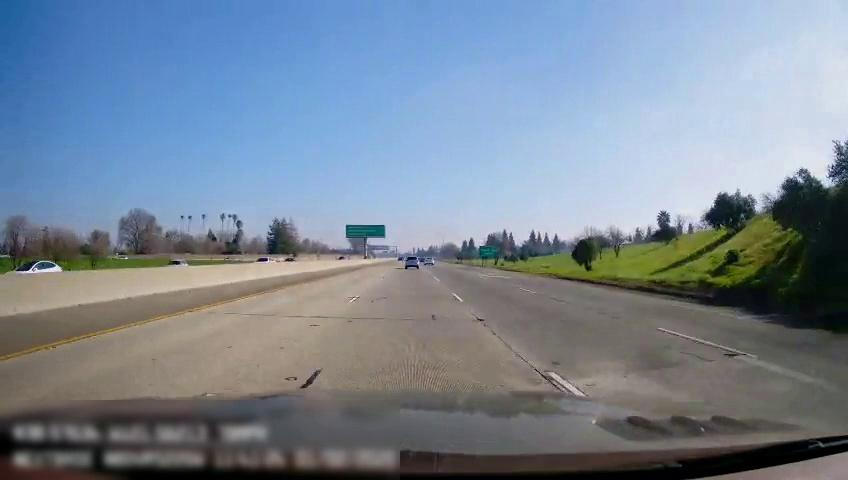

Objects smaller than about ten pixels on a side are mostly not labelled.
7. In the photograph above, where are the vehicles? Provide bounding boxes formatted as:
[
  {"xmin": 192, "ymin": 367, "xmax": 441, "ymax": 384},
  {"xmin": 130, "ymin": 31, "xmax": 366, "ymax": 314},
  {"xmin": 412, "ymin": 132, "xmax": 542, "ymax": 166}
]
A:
[
  {"xmin": 167, "ymin": 259, "xmax": 189, "ymax": 267},
  {"xmin": 405, "ymin": 256, "xmax": 420, "ymax": 269},
  {"xmin": 7, "ymin": 259, "xmax": 63, "ymax": 275},
  {"xmin": 424, "ymin": 258, "xmax": 435, "ymax": 266},
  {"xmin": 254, "ymin": 256, "xmax": 272, "ymax": 264}
]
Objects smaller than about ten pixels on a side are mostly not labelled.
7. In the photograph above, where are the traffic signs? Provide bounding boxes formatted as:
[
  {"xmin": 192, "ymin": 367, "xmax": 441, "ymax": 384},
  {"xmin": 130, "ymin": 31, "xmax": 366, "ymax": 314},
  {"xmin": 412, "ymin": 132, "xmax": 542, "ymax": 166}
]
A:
[
  {"xmin": 345, "ymin": 224, "xmax": 386, "ymax": 239},
  {"xmin": 479, "ymin": 245, "xmax": 498, "ymax": 256},
  {"xmin": 376, "ymin": 245, "xmax": 390, "ymax": 251}
]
